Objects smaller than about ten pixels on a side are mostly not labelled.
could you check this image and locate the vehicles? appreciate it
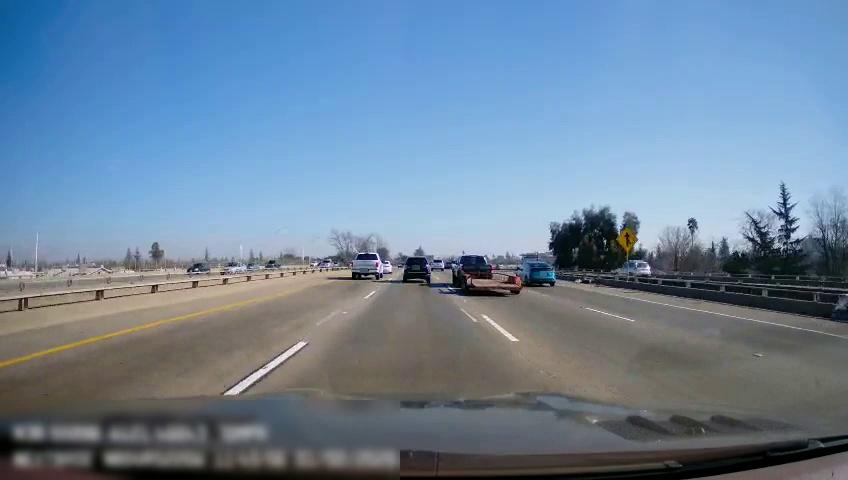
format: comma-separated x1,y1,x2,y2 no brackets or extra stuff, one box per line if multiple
401,256,432,284
430,259,445,272
264,259,281,271
246,263,258,272
451,255,493,288
616,259,652,277
513,260,557,287
380,260,393,275
349,252,384,280
224,262,244,275
318,258,335,269
460,271,523,296
187,262,211,275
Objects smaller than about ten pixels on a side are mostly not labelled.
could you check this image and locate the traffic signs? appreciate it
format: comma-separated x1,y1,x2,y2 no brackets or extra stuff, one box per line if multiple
615,226,640,252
